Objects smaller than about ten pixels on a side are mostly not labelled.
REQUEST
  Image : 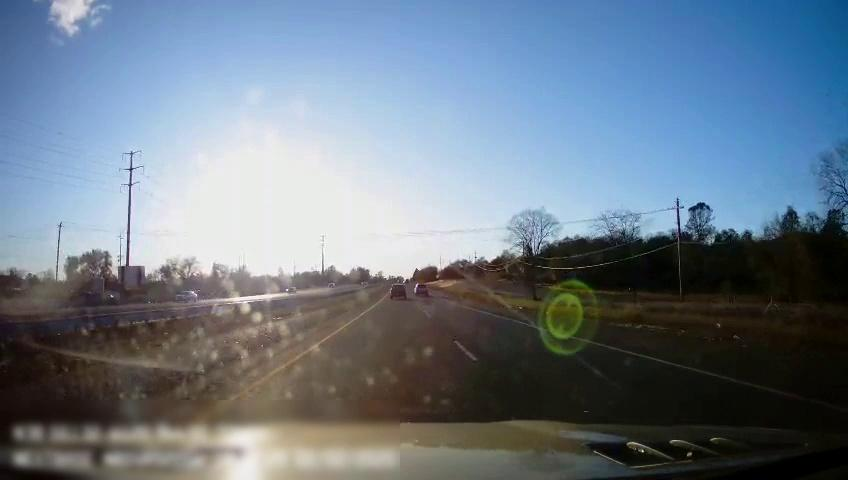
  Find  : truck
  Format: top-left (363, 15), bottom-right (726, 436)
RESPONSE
top-left (389, 283), bottom-right (407, 299)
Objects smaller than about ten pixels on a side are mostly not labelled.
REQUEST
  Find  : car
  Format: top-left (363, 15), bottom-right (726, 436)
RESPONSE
top-left (176, 291), bottom-right (197, 303)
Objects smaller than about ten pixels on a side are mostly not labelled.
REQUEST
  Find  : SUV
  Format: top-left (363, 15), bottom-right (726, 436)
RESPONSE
top-left (414, 283), bottom-right (428, 296)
